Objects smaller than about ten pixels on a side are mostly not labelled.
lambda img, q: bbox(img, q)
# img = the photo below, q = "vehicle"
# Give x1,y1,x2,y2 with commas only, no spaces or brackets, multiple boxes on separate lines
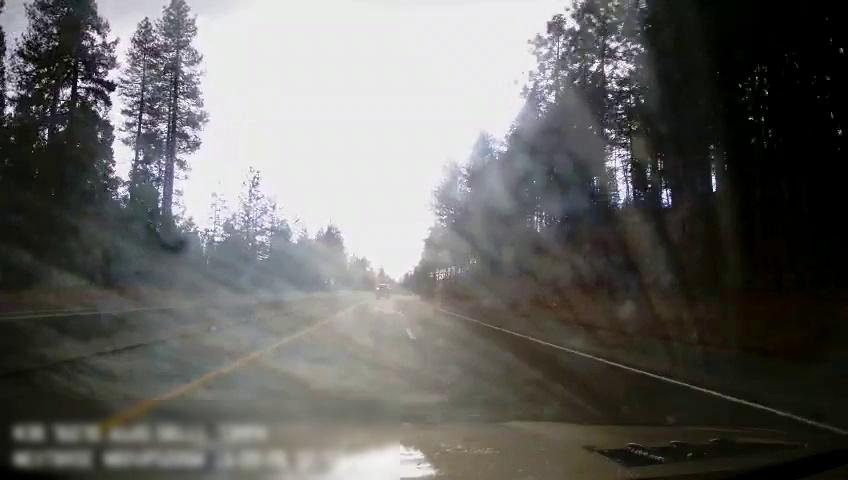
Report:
376,283,392,299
